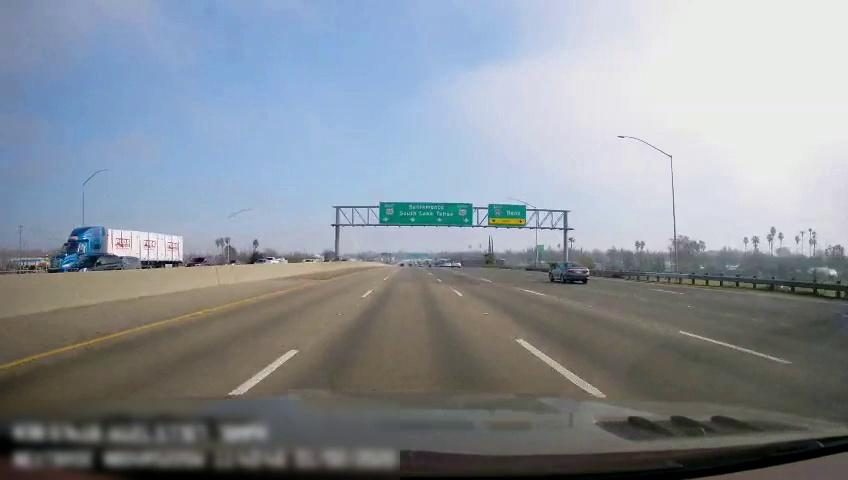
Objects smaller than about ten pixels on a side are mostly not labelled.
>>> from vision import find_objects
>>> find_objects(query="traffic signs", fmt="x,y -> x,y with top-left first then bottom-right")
488,203 -> 528,228
378,201 -> 475,227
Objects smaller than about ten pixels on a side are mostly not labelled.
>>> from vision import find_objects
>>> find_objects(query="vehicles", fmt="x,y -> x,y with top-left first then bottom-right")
549,261 -> 591,284
116,255 -> 143,271
69,253 -> 124,273
451,260 -> 462,269
264,256 -> 280,264
184,256 -> 213,268
47,225 -> 185,273
253,258 -> 272,265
